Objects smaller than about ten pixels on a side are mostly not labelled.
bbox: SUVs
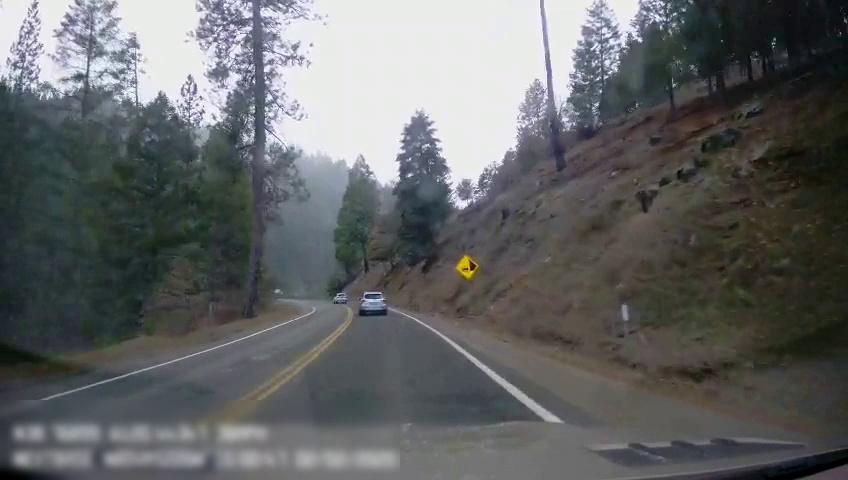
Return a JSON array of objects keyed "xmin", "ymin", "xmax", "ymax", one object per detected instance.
[
  {"xmin": 333, "ymin": 293, "xmax": 347, "ymax": 304},
  {"xmin": 358, "ymin": 292, "xmax": 388, "ymax": 316}
]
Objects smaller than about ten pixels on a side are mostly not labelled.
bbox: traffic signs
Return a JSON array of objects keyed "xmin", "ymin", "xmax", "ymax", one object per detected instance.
[{"xmin": 456, "ymin": 255, "xmax": 479, "ymax": 280}]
